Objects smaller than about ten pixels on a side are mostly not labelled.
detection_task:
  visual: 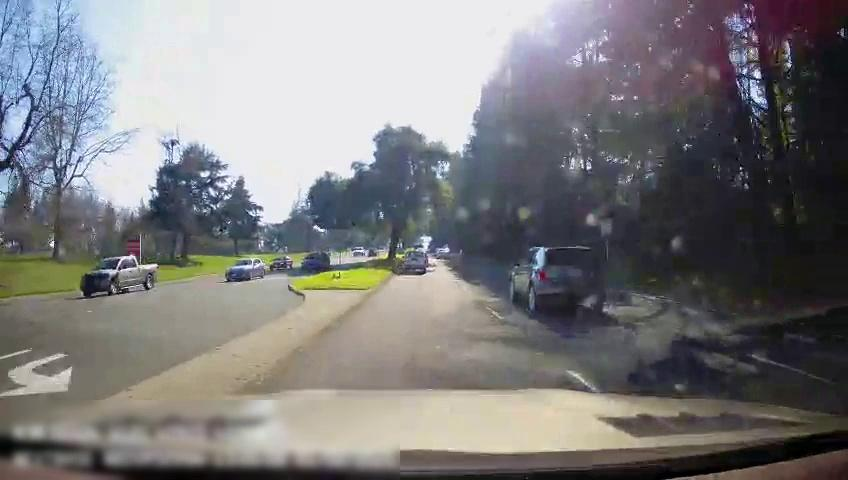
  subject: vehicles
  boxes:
[300,250,332,274]
[269,255,294,273]
[80,255,158,298]
[352,246,366,257]
[224,257,268,282]
[401,250,427,273]
[507,244,604,314]
[435,247,450,259]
